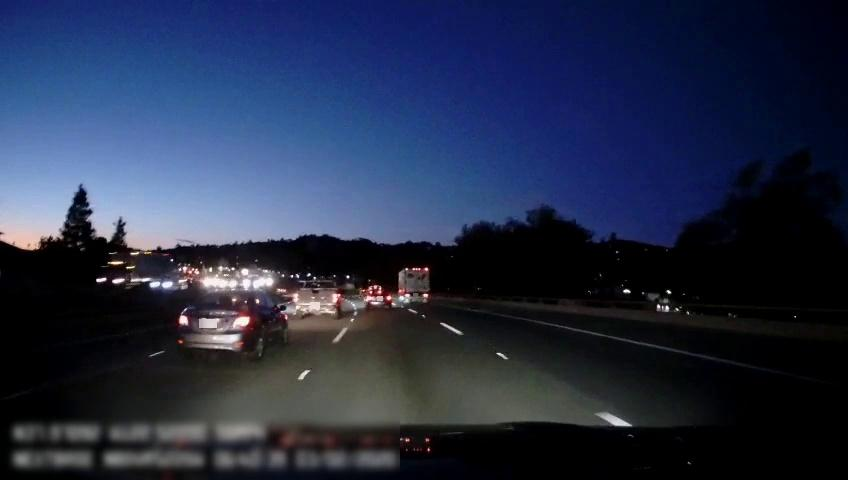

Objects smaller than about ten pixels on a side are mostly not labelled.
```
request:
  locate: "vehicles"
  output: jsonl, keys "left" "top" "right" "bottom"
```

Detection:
{"left": 295, "top": 280, "right": 343, "bottom": 319}
{"left": 398, "top": 268, "right": 430, "bottom": 303}
{"left": 359, "top": 281, "right": 381, "bottom": 297}
{"left": 219, "top": 277, "right": 238, "bottom": 289}
{"left": 243, "top": 275, "right": 262, "bottom": 288}
{"left": 177, "top": 289, "right": 290, "bottom": 360}
{"left": 148, "top": 273, "right": 188, "bottom": 291}
{"left": 365, "top": 288, "right": 392, "bottom": 311}
{"left": 95, "top": 252, "right": 169, "bottom": 291}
